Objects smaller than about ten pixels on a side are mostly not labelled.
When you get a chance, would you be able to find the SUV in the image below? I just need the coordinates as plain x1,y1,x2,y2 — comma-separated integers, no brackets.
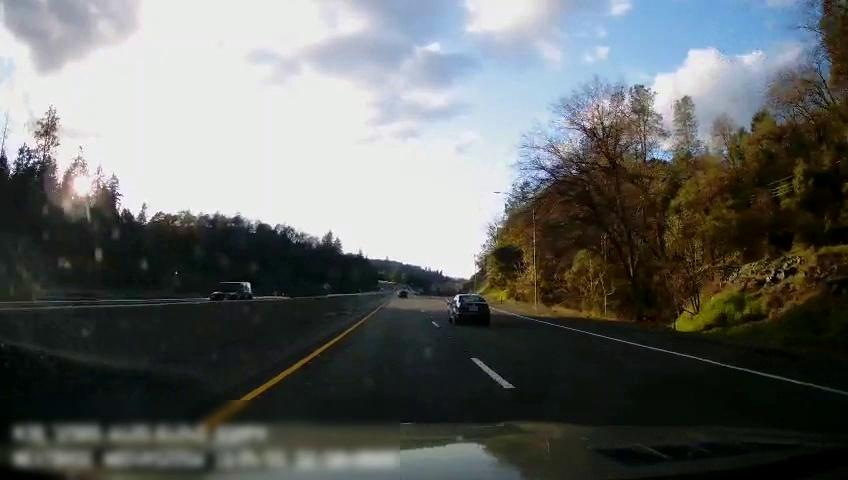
209,282,253,301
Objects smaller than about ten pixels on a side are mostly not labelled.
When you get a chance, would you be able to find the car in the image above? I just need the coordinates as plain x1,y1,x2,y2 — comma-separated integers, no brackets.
447,293,491,325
